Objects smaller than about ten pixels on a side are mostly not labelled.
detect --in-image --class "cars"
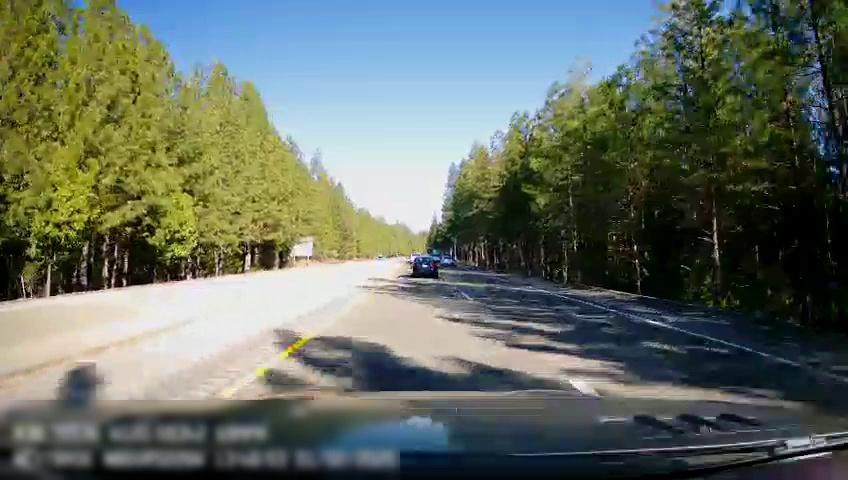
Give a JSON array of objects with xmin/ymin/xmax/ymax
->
[
  {"xmin": 411, "ymin": 255, "xmax": 439, "ymax": 278},
  {"xmin": 440, "ymin": 256, "xmax": 454, "ymax": 267}
]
